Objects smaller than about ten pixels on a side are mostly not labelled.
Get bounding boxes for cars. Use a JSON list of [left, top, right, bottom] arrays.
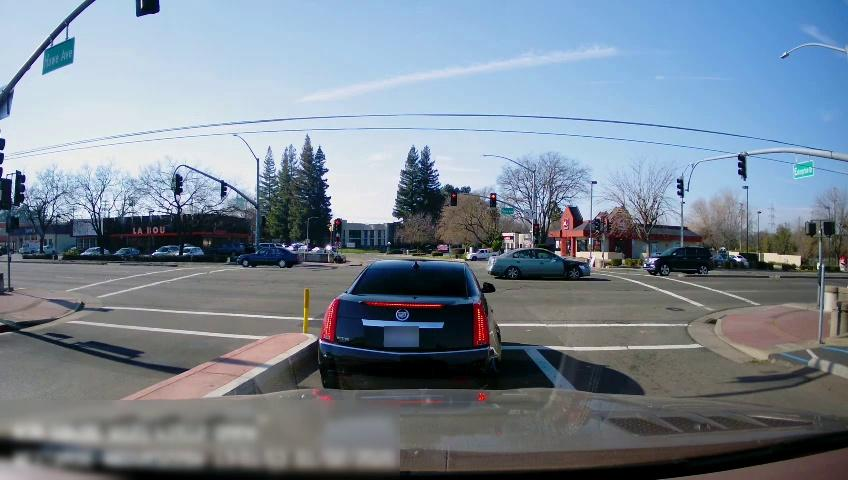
[[174, 246, 204, 258], [487, 248, 591, 281], [80, 247, 109, 257], [319, 260, 504, 390], [112, 248, 137, 258], [237, 246, 302, 268], [152, 246, 182, 258]]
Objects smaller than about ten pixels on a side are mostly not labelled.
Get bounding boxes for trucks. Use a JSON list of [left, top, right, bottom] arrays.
[[467, 248, 499, 262]]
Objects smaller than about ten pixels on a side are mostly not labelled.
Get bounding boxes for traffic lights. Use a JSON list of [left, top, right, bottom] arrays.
[[0, 137, 6, 177], [6, 218, 20, 231], [134, 0, 160, 17], [0, 179, 12, 211], [821, 221, 836, 235], [14, 170, 26, 207], [676, 178, 685, 197], [736, 153, 747, 179], [450, 191, 458, 207], [333, 219, 342, 234], [595, 219, 602, 233], [171, 173, 183, 195], [533, 224, 540, 237], [490, 193, 497, 208], [804, 222, 819, 236], [605, 219, 612, 232], [221, 181, 228, 199]]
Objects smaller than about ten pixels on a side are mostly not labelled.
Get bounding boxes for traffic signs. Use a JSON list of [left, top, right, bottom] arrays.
[[793, 160, 814, 178], [501, 207, 513, 214], [42, 37, 75, 75]]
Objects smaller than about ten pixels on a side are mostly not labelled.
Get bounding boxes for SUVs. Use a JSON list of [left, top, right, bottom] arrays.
[[643, 246, 715, 277]]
